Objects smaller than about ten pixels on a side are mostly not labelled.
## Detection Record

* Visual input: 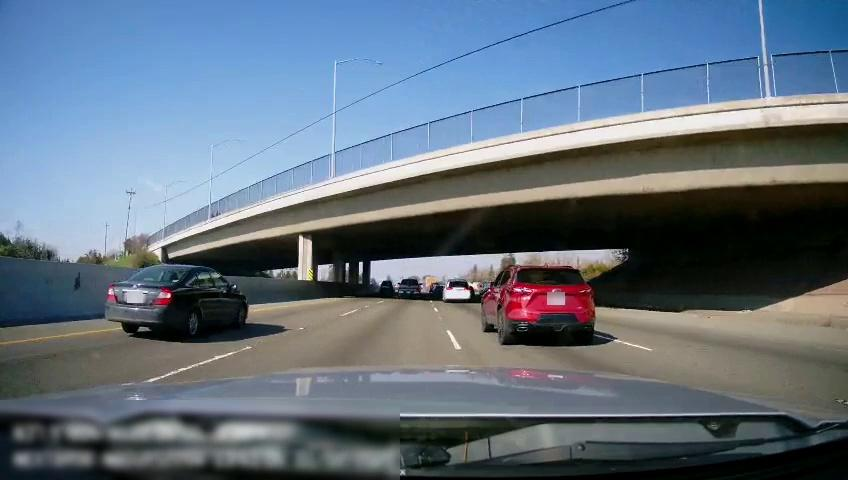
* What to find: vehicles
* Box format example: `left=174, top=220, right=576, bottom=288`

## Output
left=379, top=279, right=395, bottom=294
left=396, top=277, right=423, bottom=299
left=432, top=285, right=444, bottom=297
left=479, top=262, right=596, bottom=346
left=442, top=279, right=473, bottom=304
left=103, top=262, right=248, bottom=341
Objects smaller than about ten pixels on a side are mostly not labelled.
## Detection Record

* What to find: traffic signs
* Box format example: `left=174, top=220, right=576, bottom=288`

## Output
left=308, top=270, right=314, bottom=281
